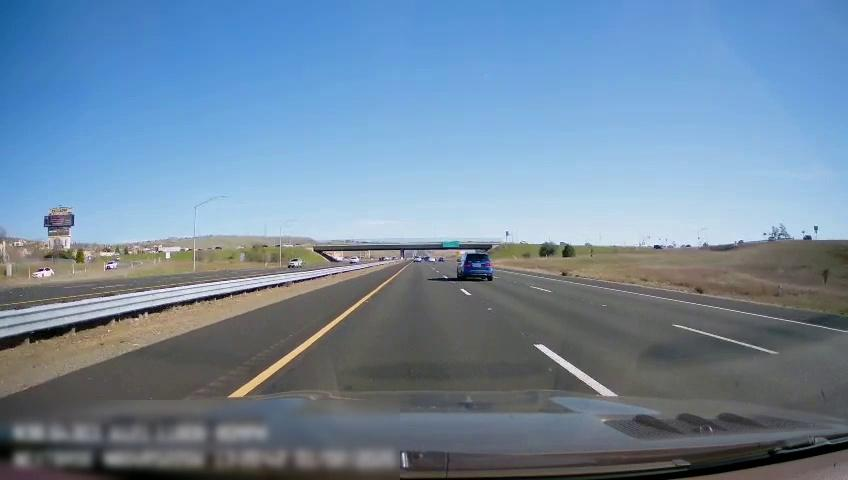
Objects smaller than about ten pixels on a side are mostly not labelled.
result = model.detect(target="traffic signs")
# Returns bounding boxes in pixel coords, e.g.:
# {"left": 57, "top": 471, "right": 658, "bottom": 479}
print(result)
{"left": 443, "top": 240, "right": 459, "bottom": 248}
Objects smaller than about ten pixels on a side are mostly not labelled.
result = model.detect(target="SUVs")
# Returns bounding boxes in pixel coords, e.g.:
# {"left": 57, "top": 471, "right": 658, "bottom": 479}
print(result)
{"left": 31, "top": 267, "right": 54, "bottom": 281}
{"left": 105, "top": 260, "right": 119, "bottom": 271}
{"left": 457, "top": 253, "right": 494, "bottom": 282}
{"left": 349, "top": 256, "right": 360, "bottom": 265}
{"left": 287, "top": 257, "right": 303, "bottom": 269}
